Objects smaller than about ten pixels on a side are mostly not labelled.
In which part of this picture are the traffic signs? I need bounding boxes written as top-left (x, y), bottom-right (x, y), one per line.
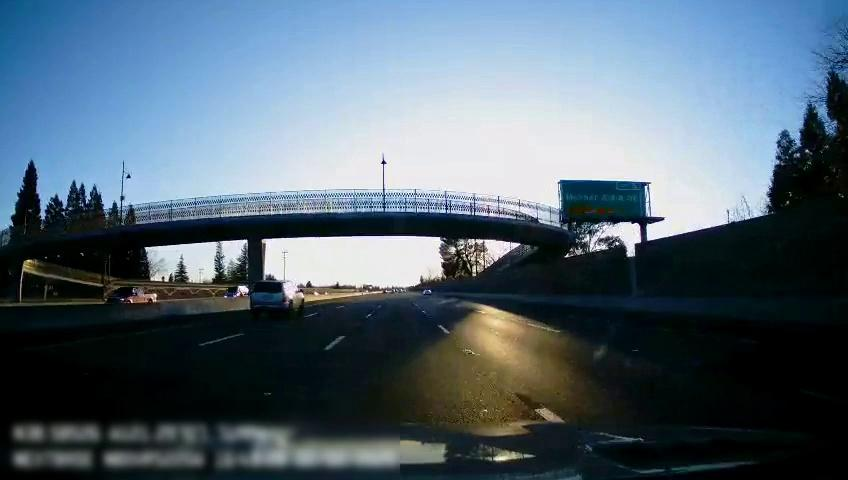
top-left (559, 180), bottom-right (651, 220)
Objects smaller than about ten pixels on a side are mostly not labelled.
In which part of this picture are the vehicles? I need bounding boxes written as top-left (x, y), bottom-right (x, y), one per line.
top-left (105, 286), bottom-right (158, 305)
top-left (250, 280), bottom-right (305, 321)
top-left (224, 285), bottom-right (249, 298)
